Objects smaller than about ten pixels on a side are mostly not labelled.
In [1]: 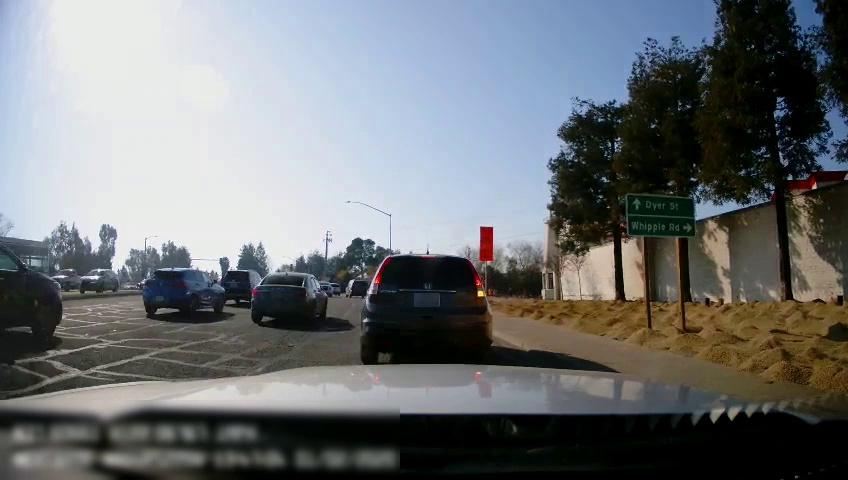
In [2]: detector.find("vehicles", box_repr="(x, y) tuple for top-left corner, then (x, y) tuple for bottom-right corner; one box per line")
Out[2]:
(79, 269), (119, 295)
(345, 279), (371, 300)
(318, 280), (334, 298)
(250, 271), (329, 327)
(142, 268), (226, 319)
(0, 242), (64, 345)
(331, 283), (342, 297)
(219, 270), (263, 305)
(360, 255), (488, 364)
(52, 269), (82, 292)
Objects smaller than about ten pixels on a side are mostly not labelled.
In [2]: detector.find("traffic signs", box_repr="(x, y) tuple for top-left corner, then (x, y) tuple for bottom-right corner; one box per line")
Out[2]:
(479, 225), (494, 264)
(625, 193), (697, 239)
